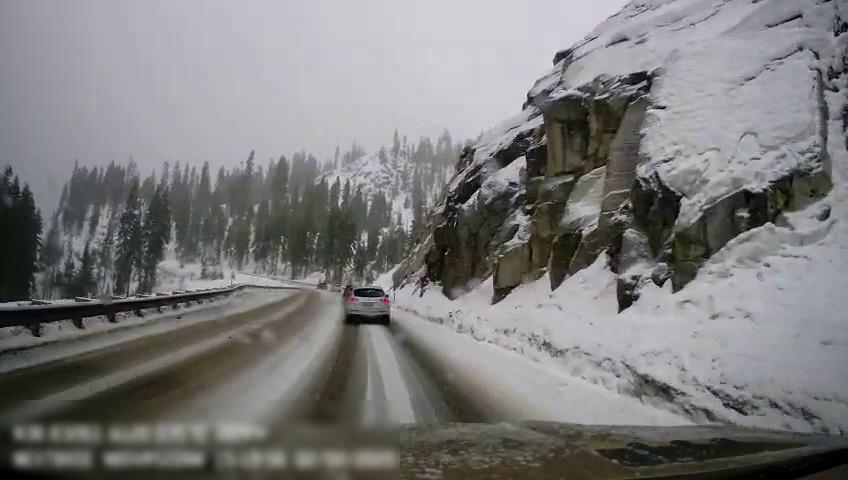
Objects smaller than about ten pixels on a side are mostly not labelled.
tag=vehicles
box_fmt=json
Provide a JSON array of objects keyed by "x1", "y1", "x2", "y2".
[
  {"x1": 331, "y1": 283, "x2": 342, "y2": 292},
  {"x1": 344, "y1": 285, "x2": 391, "y2": 326},
  {"x1": 342, "y1": 285, "x2": 355, "y2": 298}
]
